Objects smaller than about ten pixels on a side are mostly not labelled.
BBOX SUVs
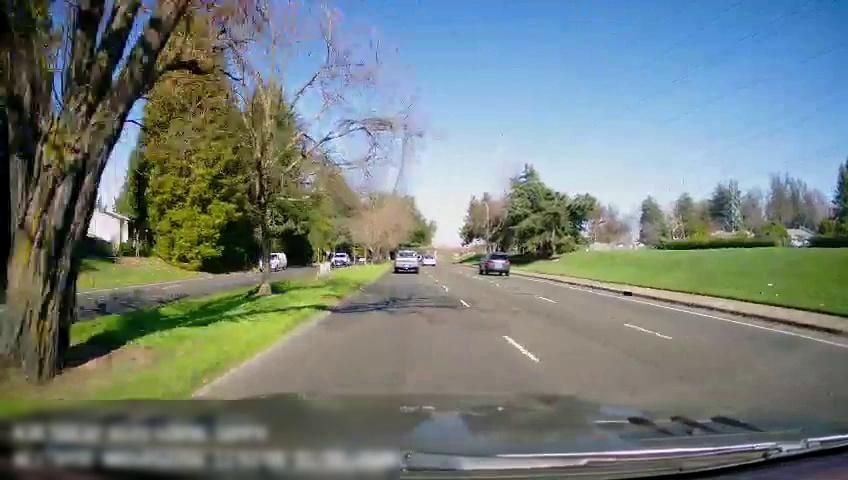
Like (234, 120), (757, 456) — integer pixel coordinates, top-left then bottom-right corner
(479, 253), (510, 277)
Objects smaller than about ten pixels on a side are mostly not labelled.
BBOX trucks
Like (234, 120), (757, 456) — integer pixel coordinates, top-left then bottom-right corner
(394, 250), (419, 272)
(330, 253), (352, 267)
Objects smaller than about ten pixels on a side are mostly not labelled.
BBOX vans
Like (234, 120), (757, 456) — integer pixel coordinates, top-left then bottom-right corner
(259, 252), (287, 273)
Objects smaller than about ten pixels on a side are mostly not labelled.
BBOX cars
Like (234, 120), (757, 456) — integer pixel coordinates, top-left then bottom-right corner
(423, 255), (436, 267)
